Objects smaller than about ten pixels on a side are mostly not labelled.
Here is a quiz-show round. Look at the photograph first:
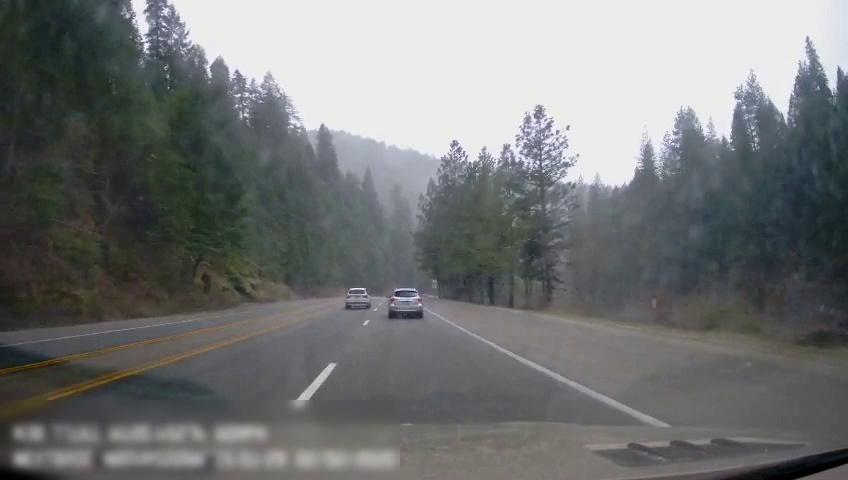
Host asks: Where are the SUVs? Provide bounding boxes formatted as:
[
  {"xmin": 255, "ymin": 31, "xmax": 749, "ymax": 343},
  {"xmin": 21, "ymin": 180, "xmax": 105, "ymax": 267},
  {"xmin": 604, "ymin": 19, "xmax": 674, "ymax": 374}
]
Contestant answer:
[
  {"xmin": 346, "ymin": 288, "xmax": 372, "ymax": 309},
  {"xmin": 387, "ymin": 288, "xmax": 424, "ymax": 319}
]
